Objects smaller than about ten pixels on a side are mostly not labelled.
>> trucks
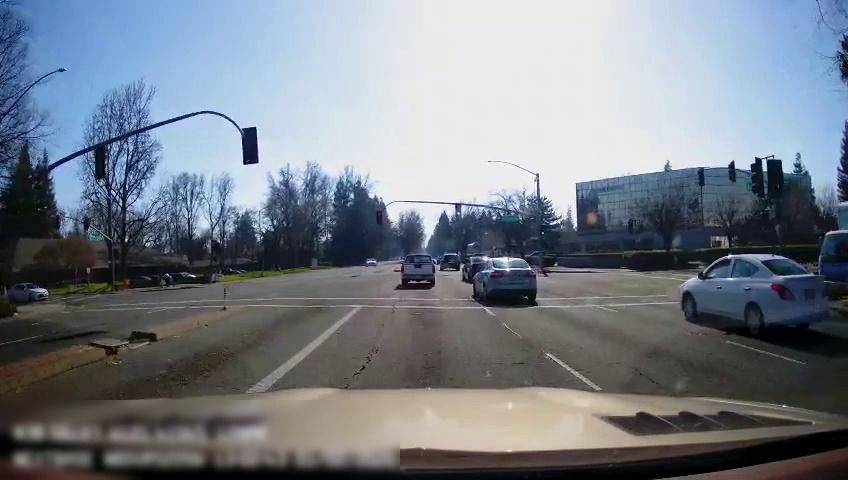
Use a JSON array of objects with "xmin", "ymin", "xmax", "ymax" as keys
[
  {"xmin": 817, "ymin": 201, "xmax": 848, "ymax": 301},
  {"xmin": 401, "ymin": 253, "xmax": 436, "ymax": 286}
]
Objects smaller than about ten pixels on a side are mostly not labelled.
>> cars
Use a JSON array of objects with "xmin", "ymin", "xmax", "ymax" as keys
[
  {"xmin": 462, "ymin": 257, "xmax": 492, "ymax": 282},
  {"xmin": 5, "ymin": 283, "xmax": 48, "ymax": 299},
  {"xmin": 679, "ymin": 254, "xmax": 829, "ymax": 338},
  {"xmin": 365, "ymin": 258, "xmax": 378, "ymax": 267},
  {"xmin": 472, "ymin": 258, "xmax": 537, "ymax": 303}
]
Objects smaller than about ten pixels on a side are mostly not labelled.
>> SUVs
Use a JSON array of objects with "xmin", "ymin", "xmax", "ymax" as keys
[{"xmin": 439, "ymin": 253, "xmax": 460, "ymax": 271}]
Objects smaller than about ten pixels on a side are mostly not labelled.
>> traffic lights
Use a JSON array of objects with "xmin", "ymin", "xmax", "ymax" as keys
[
  {"xmin": 83, "ymin": 216, "xmax": 89, "ymax": 230},
  {"xmin": 94, "ymin": 143, "xmax": 106, "ymax": 179},
  {"xmin": 455, "ymin": 203, "xmax": 461, "ymax": 216},
  {"xmin": 376, "ymin": 210, "xmax": 384, "ymax": 224},
  {"xmin": 54, "ymin": 214, "xmax": 60, "ymax": 227},
  {"xmin": 766, "ymin": 158, "xmax": 785, "ymax": 197},
  {"xmin": 728, "ymin": 161, "xmax": 737, "ymax": 182},
  {"xmin": 750, "ymin": 157, "xmax": 765, "ymax": 197},
  {"xmin": 242, "ymin": 126, "xmax": 259, "ymax": 166},
  {"xmin": 697, "ymin": 168, "xmax": 704, "ymax": 185}
]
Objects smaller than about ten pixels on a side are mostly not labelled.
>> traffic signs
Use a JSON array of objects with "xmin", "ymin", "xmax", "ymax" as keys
[{"xmin": 501, "ymin": 215, "xmax": 518, "ymax": 225}]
